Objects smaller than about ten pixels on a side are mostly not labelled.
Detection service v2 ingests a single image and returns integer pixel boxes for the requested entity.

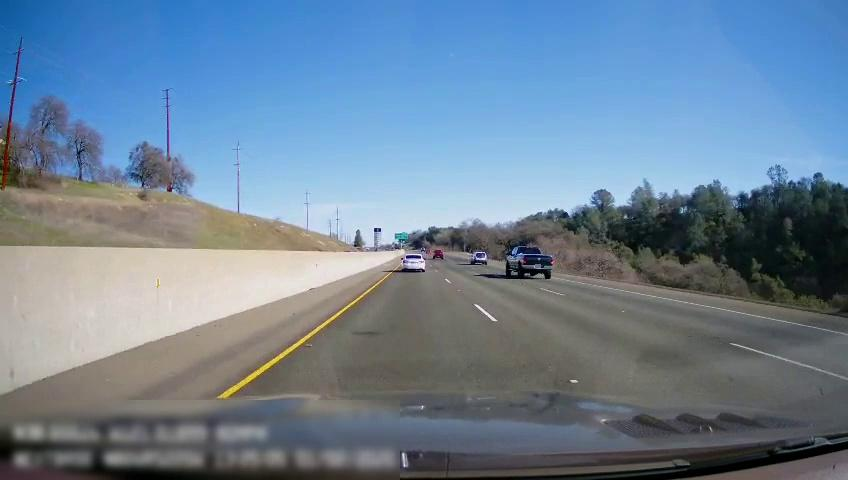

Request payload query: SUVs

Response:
[469,252,487,265]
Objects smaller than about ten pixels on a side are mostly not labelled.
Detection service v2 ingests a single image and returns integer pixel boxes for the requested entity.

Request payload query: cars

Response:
[400,254,426,273]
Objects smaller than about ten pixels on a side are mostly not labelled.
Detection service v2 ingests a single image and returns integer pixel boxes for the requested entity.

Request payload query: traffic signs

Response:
[394,232,408,241]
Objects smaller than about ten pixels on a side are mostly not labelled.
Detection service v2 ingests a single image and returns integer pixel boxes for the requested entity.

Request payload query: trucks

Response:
[432,250,444,260]
[505,247,554,279]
